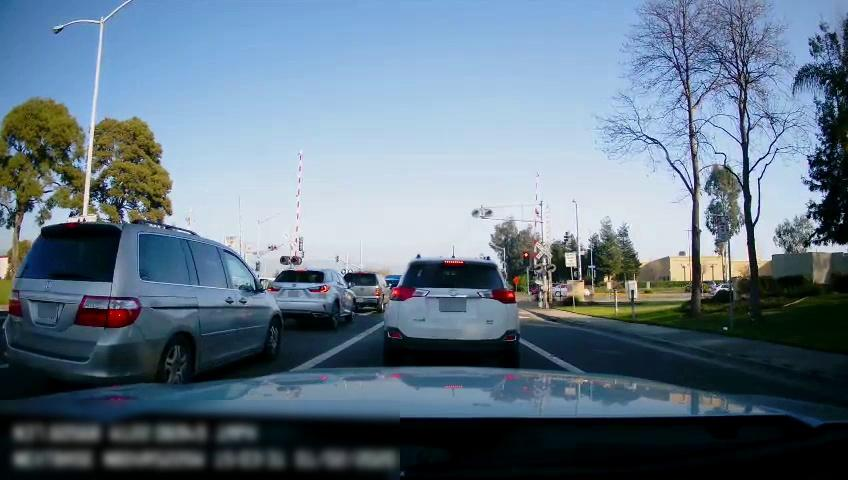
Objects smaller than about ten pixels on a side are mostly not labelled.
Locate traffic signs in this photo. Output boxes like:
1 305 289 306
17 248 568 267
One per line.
565 252 577 267
535 241 553 260
67 214 97 225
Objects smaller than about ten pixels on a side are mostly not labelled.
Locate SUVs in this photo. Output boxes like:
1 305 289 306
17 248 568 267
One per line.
343 270 393 311
384 253 522 358
262 269 357 329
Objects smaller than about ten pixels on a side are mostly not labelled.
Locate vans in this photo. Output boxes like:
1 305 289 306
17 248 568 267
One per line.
0 218 286 388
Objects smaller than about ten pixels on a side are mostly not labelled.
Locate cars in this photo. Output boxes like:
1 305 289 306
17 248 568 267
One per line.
551 283 592 299
711 283 735 297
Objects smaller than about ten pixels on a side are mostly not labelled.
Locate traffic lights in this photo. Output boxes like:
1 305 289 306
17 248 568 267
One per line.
562 231 569 245
279 255 292 266
298 235 304 252
523 251 530 266
291 255 303 266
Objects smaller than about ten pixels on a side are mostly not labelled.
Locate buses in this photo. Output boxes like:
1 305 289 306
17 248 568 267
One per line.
382 274 403 291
